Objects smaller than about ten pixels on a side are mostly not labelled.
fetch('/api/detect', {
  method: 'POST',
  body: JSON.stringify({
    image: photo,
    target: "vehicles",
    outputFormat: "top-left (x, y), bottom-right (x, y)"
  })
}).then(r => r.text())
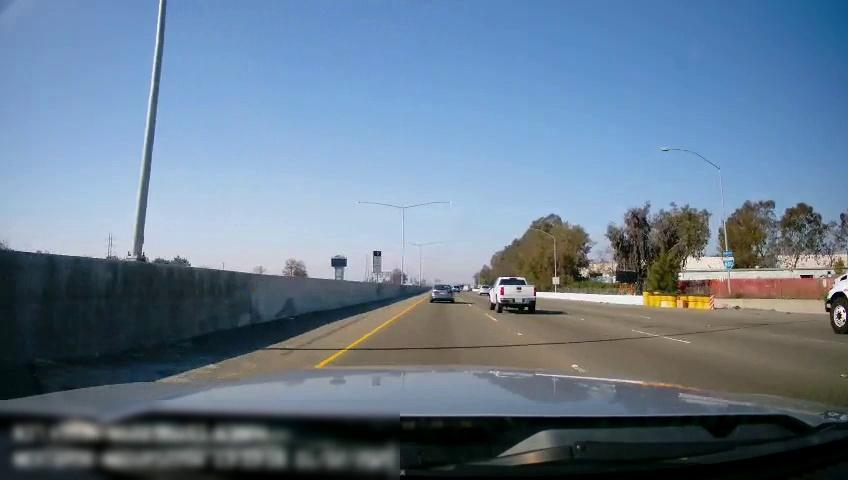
top-left (823, 274), bottom-right (848, 334)
top-left (489, 277), bottom-right (537, 314)
top-left (429, 284), bottom-right (455, 304)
